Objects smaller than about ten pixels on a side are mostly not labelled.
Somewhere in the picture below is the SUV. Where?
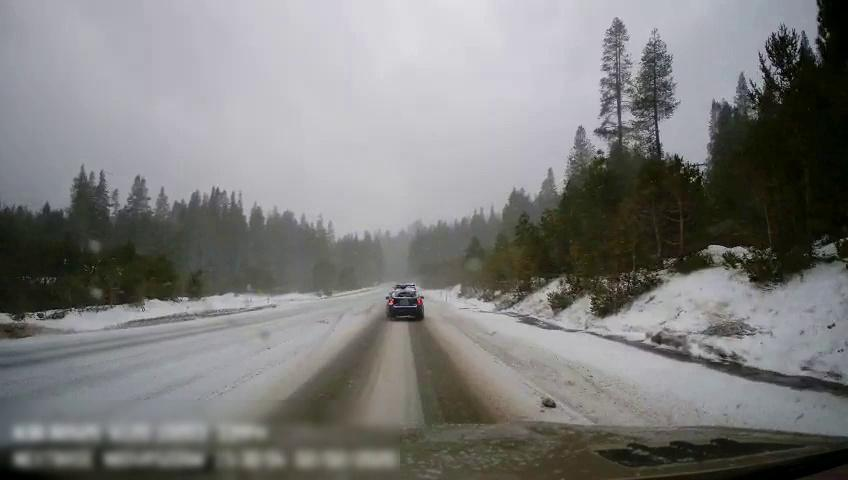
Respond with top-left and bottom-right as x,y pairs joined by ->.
385,284 -> 425,322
